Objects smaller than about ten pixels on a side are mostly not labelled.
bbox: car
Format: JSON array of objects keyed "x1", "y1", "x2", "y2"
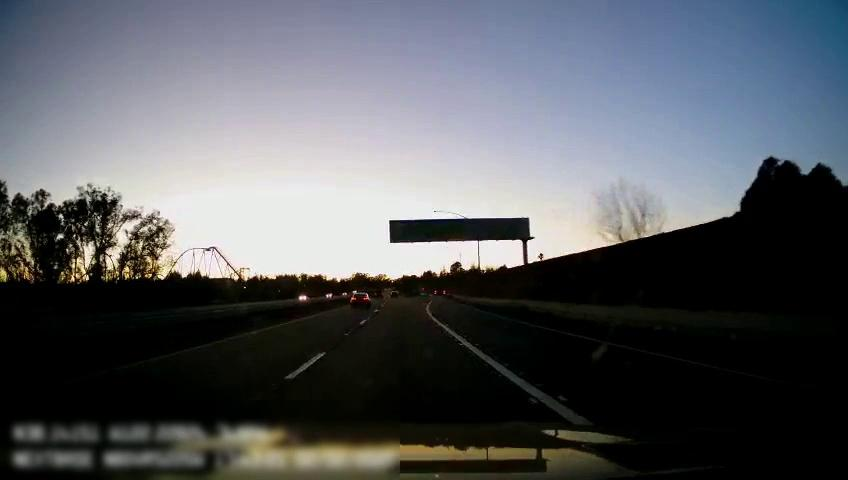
[{"x1": 349, "y1": 292, "x2": 371, "y2": 309}]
